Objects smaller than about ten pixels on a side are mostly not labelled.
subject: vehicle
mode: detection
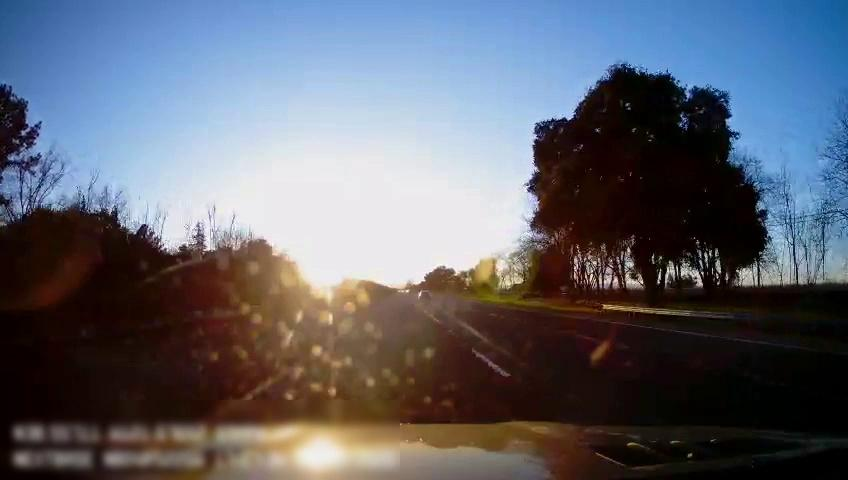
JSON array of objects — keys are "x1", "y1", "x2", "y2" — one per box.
[{"x1": 418, "y1": 290, "x2": 430, "y2": 300}]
